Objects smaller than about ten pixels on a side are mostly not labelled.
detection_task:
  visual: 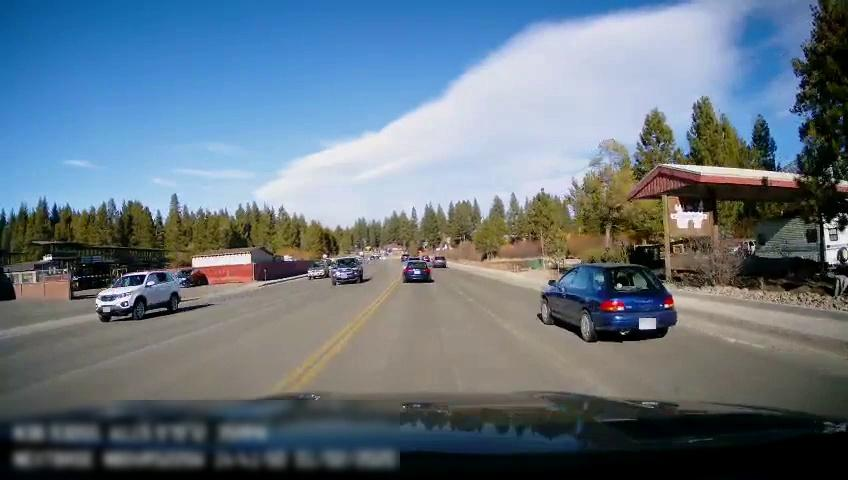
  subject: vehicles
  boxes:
[538,263,679,344]
[171,271,193,288]
[330,257,365,286]
[403,259,432,282]
[95,270,180,323]
[307,260,330,280]
[433,256,448,268]
[400,254,410,263]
